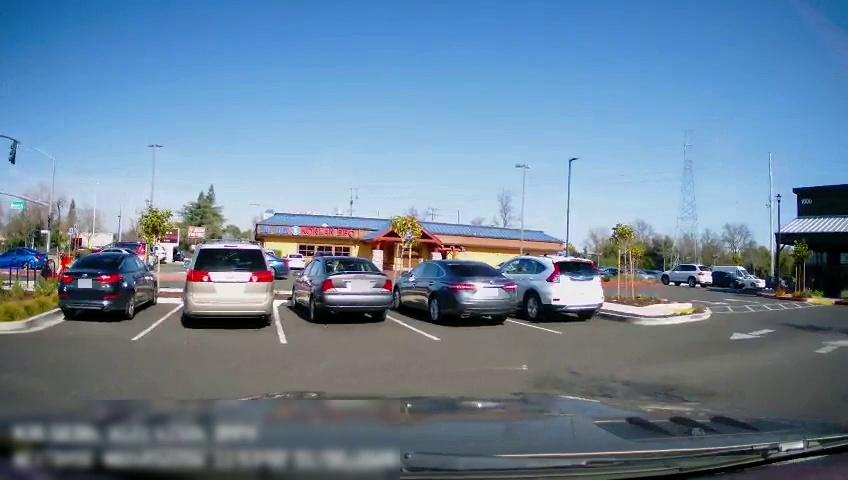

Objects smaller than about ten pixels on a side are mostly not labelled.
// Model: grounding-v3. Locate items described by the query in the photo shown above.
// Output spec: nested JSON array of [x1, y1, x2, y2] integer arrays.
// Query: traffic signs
[[8, 200, 25, 209]]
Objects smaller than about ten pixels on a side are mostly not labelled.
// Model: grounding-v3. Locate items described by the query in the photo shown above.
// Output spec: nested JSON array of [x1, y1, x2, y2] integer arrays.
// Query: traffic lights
[[8, 141, 17, 166]]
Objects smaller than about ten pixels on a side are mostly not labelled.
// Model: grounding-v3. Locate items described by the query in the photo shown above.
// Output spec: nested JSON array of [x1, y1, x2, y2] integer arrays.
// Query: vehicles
[[495, 255, 604, 322], [0, 248, 50, 270], [59, 253, 159, 321], [264, 253, 290, 281], [392, 260, 521, 326], [291, 256, 393, 323], [93, 246, 134, 254], [740, 275, 766, 288], [182, 243, 274, 327], [103, 240, 146, 264], [754, 275, 782, 288], [661, 263, 713, 288], [712, 270, 745, 288], [712, 265, 752, 276], [287, 253, 305, 270]]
